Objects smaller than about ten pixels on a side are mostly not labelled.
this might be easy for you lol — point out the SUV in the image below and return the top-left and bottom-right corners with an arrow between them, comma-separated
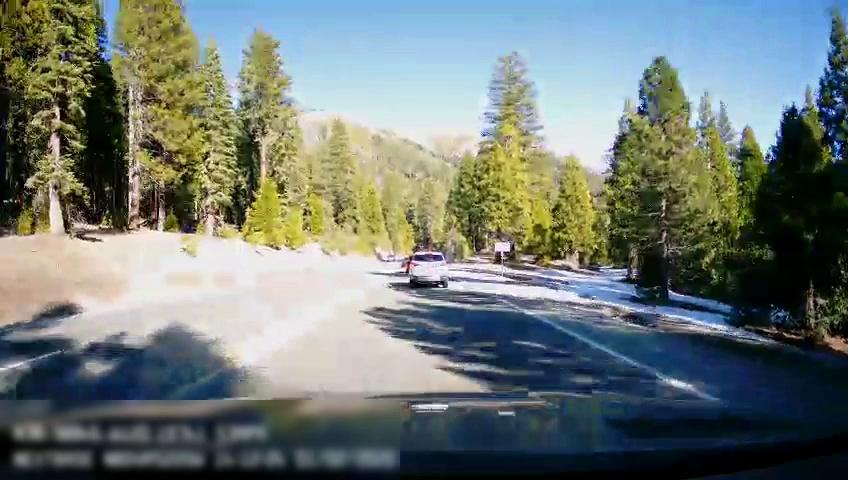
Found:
407,250 -> 450,290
